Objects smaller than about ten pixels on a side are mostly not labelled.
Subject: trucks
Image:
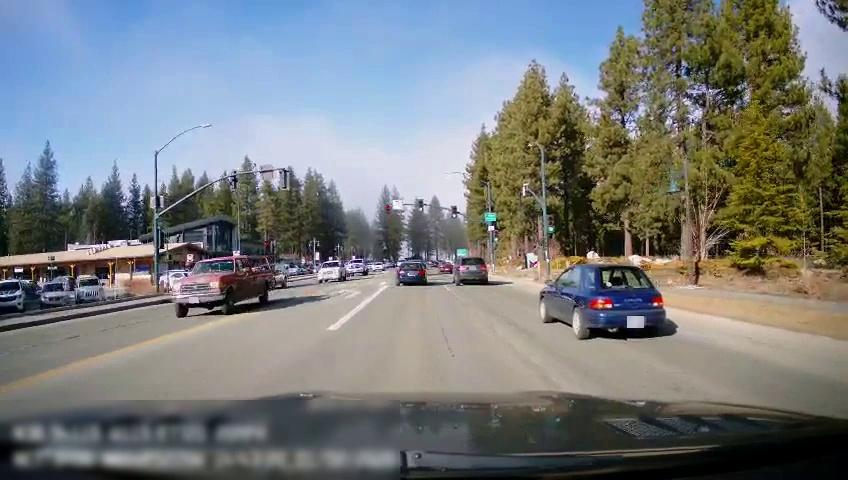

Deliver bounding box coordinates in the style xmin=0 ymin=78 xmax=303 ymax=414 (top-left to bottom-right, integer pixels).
xmin=345 ymin=259 xmax=370 ymax=277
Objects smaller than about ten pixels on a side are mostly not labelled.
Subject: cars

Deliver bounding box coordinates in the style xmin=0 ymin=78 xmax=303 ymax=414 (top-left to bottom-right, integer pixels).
xmin=270 ymin=264 xmax=288 ymax=288
xmin=318 ymin=261 xmax=346 ymax=283
xmin=395 ymin=260 xmax=429 ymax=287
xmin=438 ymin=262 xmax=452 ymax=273
xmin=539 ymin=263 xmax=666 ymax=340
xmin=372 ymin=261 xmax=386 ymax=272
xmin=288 ymin=265 xmax=305 ymax=277
xmin=158 ymin=271 xmax=184 ymax=288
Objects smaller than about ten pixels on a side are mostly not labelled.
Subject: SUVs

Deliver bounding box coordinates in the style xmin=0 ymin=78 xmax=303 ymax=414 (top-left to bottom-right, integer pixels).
xmin=173 ymin=258 xmax=275 ymax=318
xmin=451 ymin=258 xmax=489 ymax=286
xmin=51 ymin=274 xmax=76 ymax=290
xmin=73 ymin=277 xmax=104 ymax=304
xmin=39 ymin=282 xmax=70 ymax=307
xmin=0 ymin=280 xmax=25 ymax=314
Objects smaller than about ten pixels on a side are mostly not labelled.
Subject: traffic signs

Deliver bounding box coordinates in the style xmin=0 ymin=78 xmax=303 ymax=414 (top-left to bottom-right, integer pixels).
xmin=456 ymin=248 xmax=468 ymax=256
xmin=391 ymin=200 xmax=404 ymax=210
xmin=484 ymin=210 xmax=498 ymax=225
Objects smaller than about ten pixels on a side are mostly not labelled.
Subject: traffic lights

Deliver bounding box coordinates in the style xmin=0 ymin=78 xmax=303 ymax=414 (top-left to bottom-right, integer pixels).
xmin=280 ymin=170 xmax=291 ymax=190
xmin=158 ymin=232 xmax=166 ymax=251
xmin=384 ymin=200 xmax=391 ymax=213
xmin=450 ymin=205 xmax=458 ymax=218
xmin=547 ymin=216 xmax=555 ymax=234
xmin=416 ymin=198 xmax=425 ymax=212
xmin=231 ymin=170 xmax=242 ymax=190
